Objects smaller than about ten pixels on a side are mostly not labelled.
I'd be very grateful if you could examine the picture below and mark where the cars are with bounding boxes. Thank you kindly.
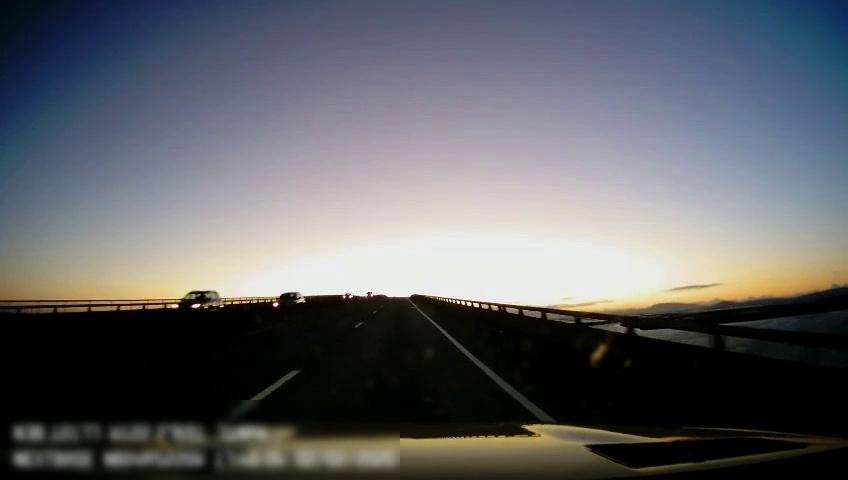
[272,293,306,310]
[175,290,224,312]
